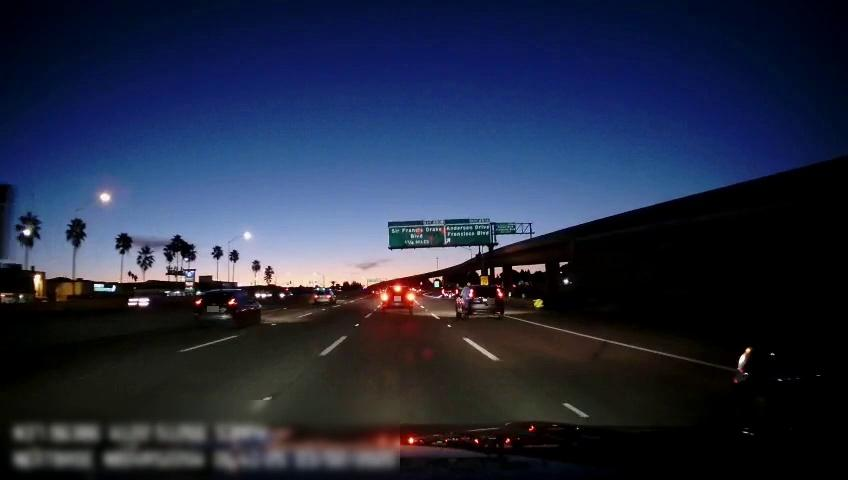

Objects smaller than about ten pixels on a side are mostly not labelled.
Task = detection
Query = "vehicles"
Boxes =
[455,284,505,319]
[370,286,382,296]
[729,302,848,435]
[313,288,337,306]
[192,288,263,331]
[379,285,415,316]
[442,286,458,300]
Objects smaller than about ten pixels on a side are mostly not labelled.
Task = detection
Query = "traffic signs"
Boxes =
[532,298,544,308]
[387,218,490,248]
[495,222,516,234]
